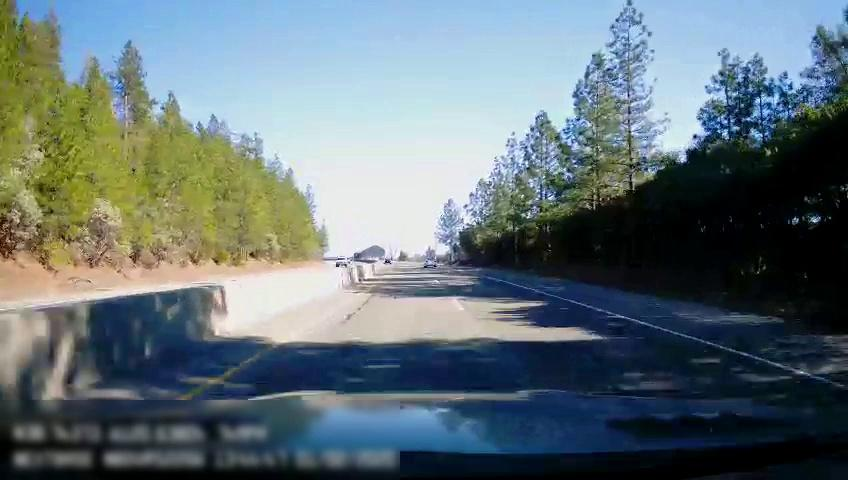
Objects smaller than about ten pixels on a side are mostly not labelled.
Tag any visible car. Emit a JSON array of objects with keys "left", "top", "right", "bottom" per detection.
[{"left": 423, "top": 256, "right": 438, "bottom": 268}]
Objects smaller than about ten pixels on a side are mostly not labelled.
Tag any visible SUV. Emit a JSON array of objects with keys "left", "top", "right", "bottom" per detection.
[{"left": 335, "top": 255, "right": 348, "bottom": 268}]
